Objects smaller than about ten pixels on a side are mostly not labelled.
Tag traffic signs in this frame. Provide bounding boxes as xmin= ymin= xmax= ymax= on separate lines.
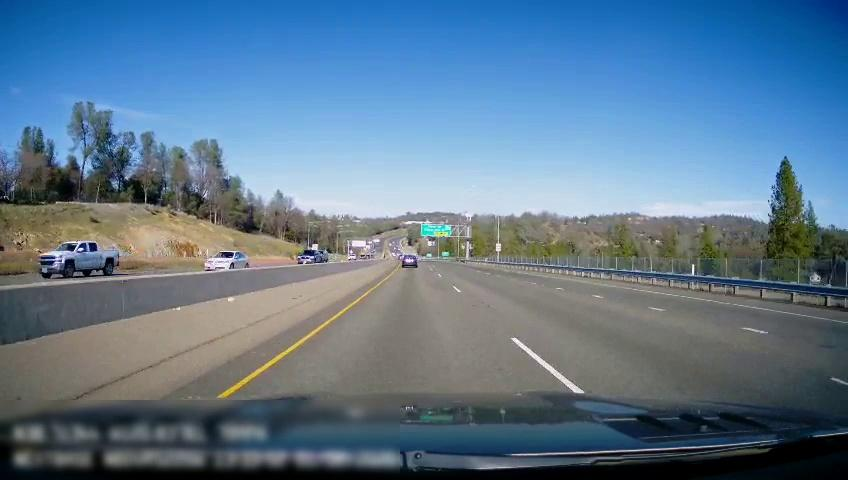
xmin=421 ymin=223 xmax=453 ymax=238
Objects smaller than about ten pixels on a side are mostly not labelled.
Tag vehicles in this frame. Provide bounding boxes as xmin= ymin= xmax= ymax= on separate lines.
xmin=316 ymin=249 xmax=329 ymax=264
xmin=39 ymin=240 xmax=119 ymax=280
xmin=297 ymin=249 xmax=323 ymax=265
xmin=204 ymin=250 xmax=250 ymax=272
xmin=400 ymin=254 xmax=418 ymax=269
